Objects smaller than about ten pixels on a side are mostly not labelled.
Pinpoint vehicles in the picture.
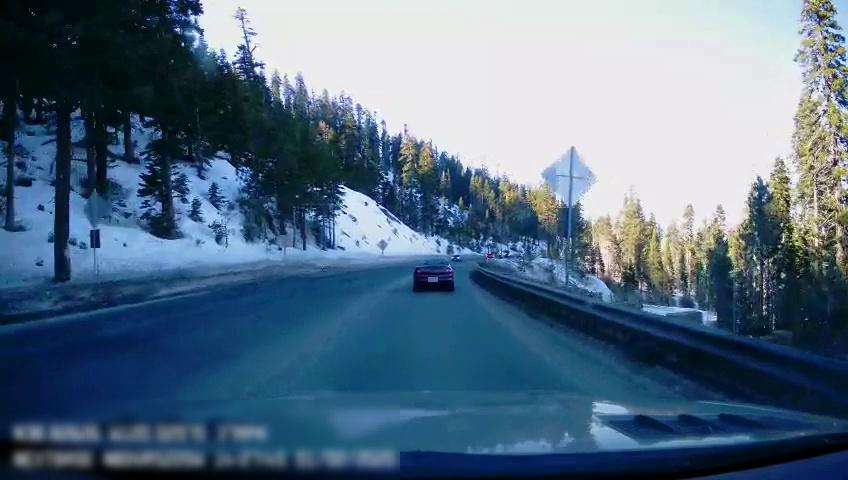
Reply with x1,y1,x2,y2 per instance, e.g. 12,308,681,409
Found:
450,254,463,264
413,258,455,292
